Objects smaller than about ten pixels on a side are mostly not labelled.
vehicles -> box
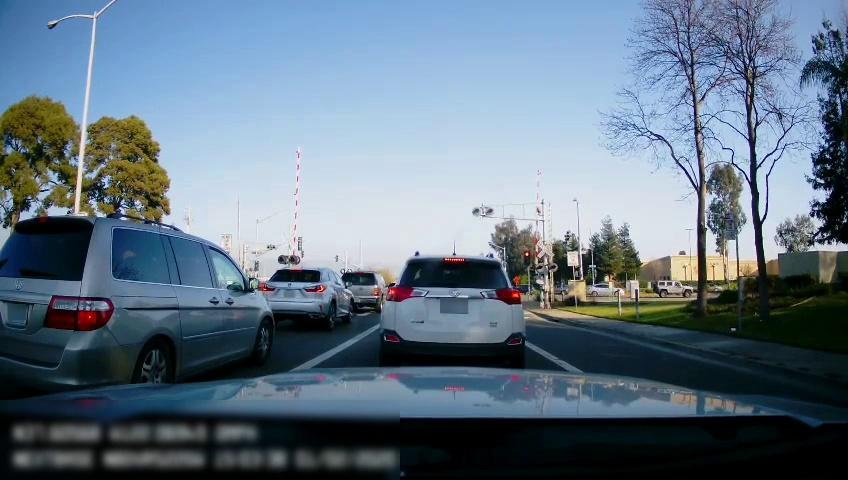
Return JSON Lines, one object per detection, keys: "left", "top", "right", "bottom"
{"left": 261, "top": 266, "right": 354, "bottom": 330}
{"left": 0, "top": 212, "right": 277, "bottom": 394}
{"left": 653, "top": 280, "right": 695, "bottom": 299}
{"left": 585, "top": 283, "right": 625, "bottom": 297}
{"left": 553, "top": 287, "right": 568, "bottom": 297}
{"left": 380, "top": 250, "right": 525, "bottom": 364}
{"left": 339, "top": 270, "right": 387, "bottom": 313}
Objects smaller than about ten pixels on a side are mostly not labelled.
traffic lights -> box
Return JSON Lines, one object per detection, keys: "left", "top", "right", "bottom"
{"left": 277, "top": 255, "right": 290, "bottom": 265}
{"left": 523, "top": 250, "right": 531, "bottom": 264}
{"left": 297, "top": 236, "right": 303, "bottom": 252}
{"left": 289, "top": 255, "right": 301, "bottom": 265}
{"left": 564, "top": 231, "right": 570, "bottom": 245}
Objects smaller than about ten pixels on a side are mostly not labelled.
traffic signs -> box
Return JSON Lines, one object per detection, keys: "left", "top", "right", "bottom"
{"left": 537, "top": 240, "right": 554, "bottom": 258}
{"left": 567, "top": 251, "right": 579, "bottom": 267}
{"left": 70, "top": 211, "right": 89, "bottom": 218}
